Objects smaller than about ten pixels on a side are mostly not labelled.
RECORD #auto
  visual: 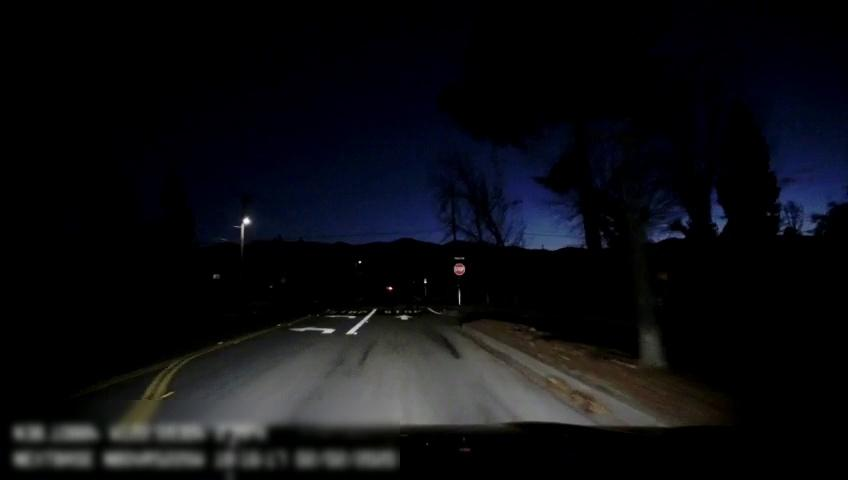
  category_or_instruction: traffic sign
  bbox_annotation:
[453,263,466,276]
